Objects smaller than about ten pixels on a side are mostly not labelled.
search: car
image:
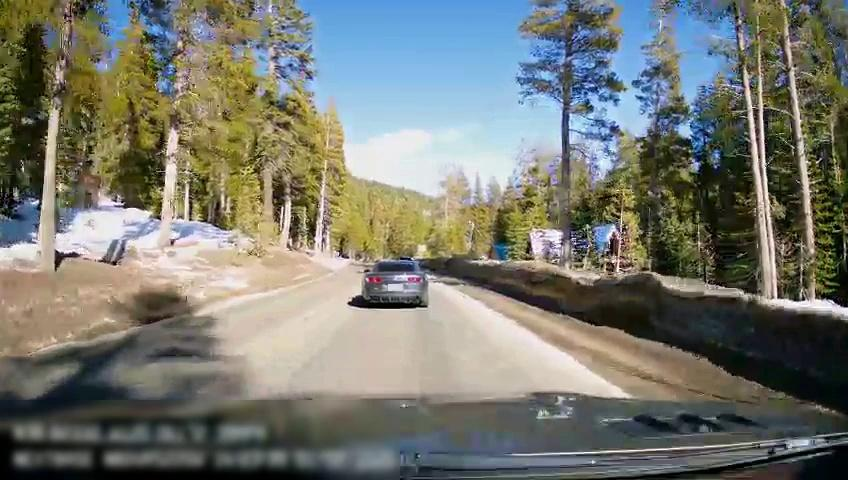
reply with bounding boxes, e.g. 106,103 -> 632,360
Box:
360,258 -> 430,307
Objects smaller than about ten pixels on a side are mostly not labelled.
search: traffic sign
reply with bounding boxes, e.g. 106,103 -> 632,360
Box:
417,243 -> 428,253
